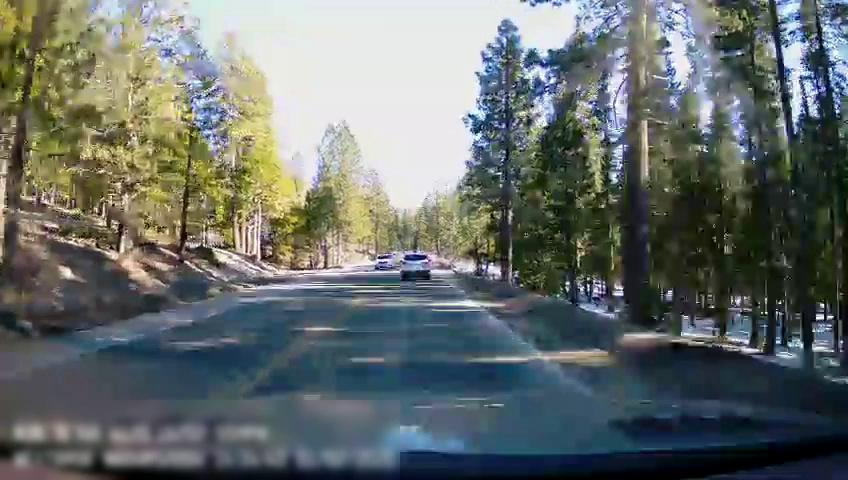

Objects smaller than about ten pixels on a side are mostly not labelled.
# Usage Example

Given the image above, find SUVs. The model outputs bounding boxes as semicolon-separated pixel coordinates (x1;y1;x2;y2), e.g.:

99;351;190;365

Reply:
400;253;432;281
375;253;395;271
